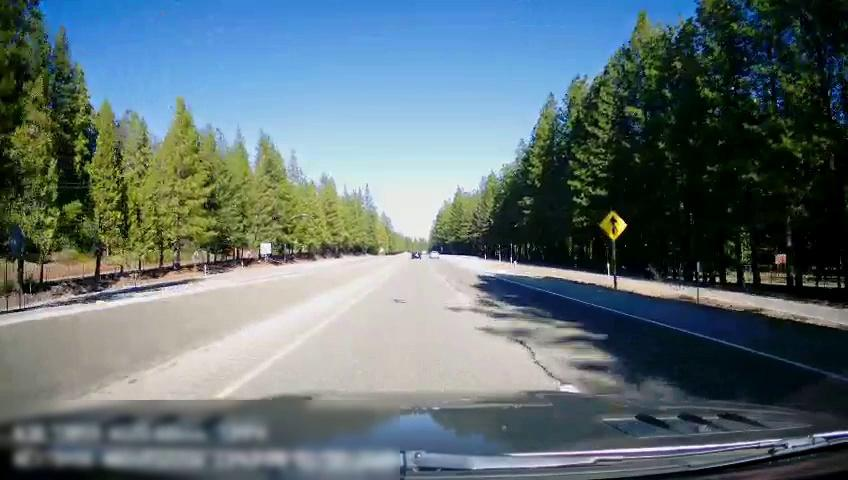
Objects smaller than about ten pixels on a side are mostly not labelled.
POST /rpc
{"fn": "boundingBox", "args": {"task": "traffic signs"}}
[599,210,628,241]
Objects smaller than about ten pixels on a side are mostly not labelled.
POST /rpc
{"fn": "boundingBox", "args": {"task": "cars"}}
[410,250,422,260]
[429,250,441,259]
